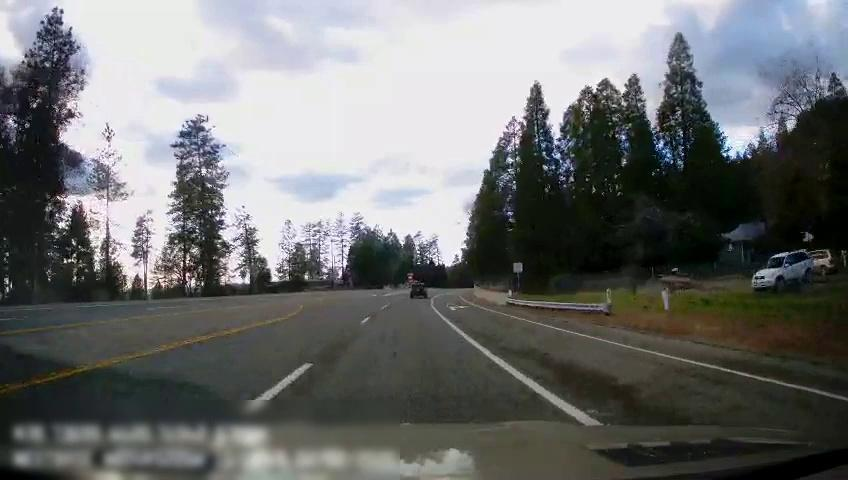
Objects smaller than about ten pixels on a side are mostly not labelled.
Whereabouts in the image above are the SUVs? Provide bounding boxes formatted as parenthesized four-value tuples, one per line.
(750, 248, 816, 296)
(410, 284, 428, 300)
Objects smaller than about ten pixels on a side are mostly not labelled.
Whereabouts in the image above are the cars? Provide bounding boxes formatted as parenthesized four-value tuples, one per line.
(807, 249, 839, 278)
